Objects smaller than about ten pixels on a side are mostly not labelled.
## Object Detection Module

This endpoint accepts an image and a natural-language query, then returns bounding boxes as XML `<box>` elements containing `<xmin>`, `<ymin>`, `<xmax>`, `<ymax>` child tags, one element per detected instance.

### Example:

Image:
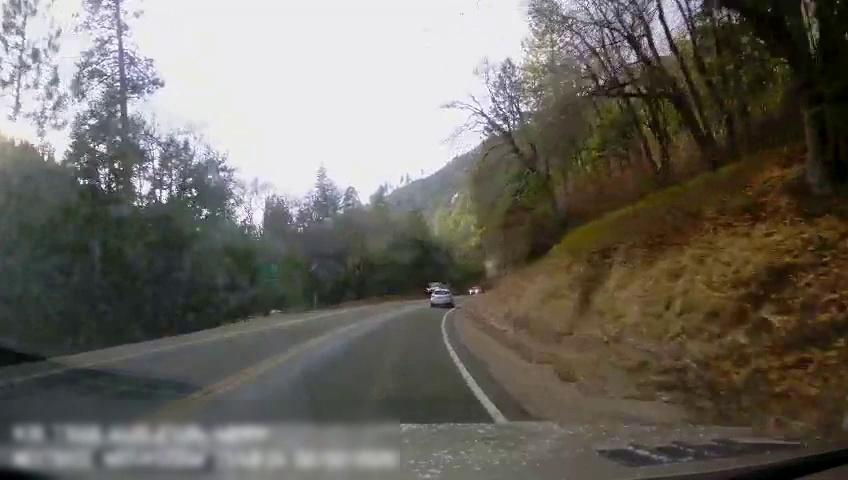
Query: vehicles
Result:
<box><xmin>430</xmin><ymin>288</ymin><xmax>455</xmax><ymax>309</ymax></box>
<box><xmin>467</xmin><ymin>285</ymin><xmax>485</xmax><ymax>295</ymax></box>
<box><xmin>423</xmin><ymin>281</ymin><xmax>449</xmax><ymax>298</ymax></box>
